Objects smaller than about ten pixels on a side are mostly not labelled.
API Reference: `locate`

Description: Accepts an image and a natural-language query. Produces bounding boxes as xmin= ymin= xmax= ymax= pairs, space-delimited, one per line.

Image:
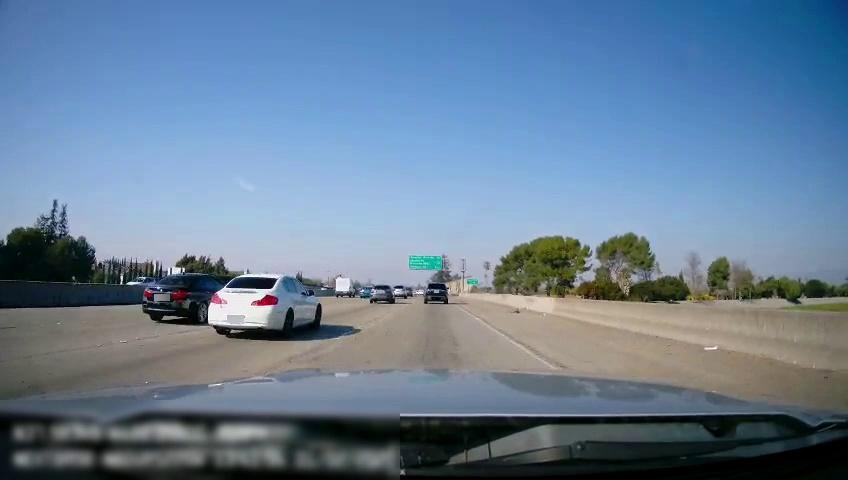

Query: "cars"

xmin=359 ymin=286 xmax=375 ymax=299
xmin=141 ymin=273 xmax=237 ymax=325
xmin=206 ymin=274 xmax=322 ymax=340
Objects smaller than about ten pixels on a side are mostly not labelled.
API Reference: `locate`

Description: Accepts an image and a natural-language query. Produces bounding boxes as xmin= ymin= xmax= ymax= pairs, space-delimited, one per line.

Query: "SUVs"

xmin=369 ymin=284 xmax=396 ymax=304
xmin=390 ymin=285 xmax=408 ymax=300
xmin=423 ymin=282 xmax=450 ymax=305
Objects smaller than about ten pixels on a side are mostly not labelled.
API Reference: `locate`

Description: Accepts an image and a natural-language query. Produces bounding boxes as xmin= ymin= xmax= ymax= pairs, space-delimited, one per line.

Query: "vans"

xmin=335 ymin=277 xmax=357 ymax=298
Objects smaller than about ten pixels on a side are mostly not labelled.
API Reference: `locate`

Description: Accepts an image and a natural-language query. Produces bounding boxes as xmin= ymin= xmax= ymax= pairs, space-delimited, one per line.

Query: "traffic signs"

xmin=407 ymin=255 xmax=442 ymax=272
